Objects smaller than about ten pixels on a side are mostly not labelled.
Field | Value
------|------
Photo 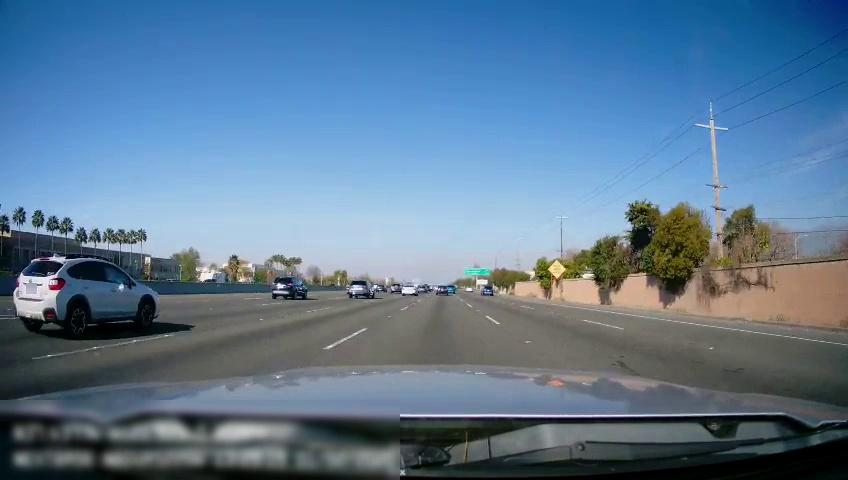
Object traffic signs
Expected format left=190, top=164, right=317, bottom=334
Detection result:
left=477, top=279, right=488, bottom=285
left=547, top=259, right=567, bottom=279
left=463, top=267, right=490, bottom=276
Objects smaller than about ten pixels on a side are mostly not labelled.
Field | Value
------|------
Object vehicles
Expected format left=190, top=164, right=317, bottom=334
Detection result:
left=447, top=284, right=456, bottom=295
left=375, top=285, right=387, bottom=293
left=480, top=285, right=494, bottom=296
left=416, top=284, right=428, bottom=294
left=435, top=285, right=449, bottom=296
left=11, top=255, right=162, bottom=338
left=271, top=276, right=308, bottom=301
left=401, top=282, right=419, bottom=297
left=349, top=280, right=375, bottom=300
left=390, top=283, right=402, bottom=295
